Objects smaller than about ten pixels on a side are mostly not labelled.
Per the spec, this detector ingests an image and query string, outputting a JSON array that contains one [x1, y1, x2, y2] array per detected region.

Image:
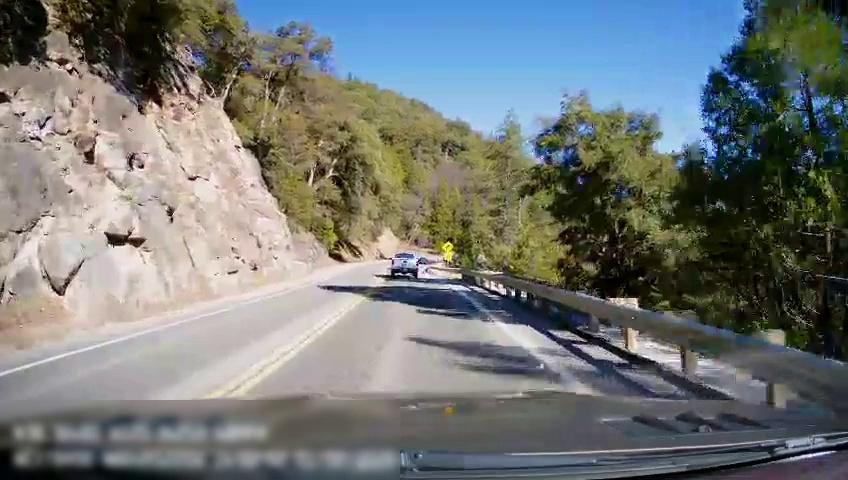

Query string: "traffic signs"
[[442, 242, 455, 252], [443, 252, 454, 262]]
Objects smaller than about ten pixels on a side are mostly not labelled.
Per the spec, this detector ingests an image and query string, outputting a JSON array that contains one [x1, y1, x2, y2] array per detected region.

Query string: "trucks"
[[388, 251, 419, 279]]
